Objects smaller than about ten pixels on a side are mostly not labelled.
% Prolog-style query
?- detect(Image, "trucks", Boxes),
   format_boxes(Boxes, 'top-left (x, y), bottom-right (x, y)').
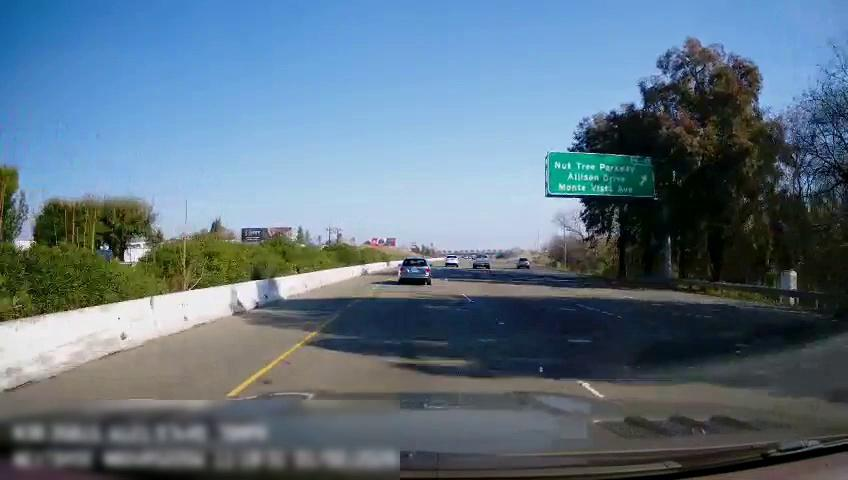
top-left (472, 254), bottom-right (489, 268)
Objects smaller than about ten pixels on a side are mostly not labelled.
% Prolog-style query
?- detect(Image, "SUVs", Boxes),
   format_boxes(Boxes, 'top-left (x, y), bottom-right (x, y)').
top-left (516, 257), bottom-right (530, 269)
top-left (444, 254), bottom-right (458, 267)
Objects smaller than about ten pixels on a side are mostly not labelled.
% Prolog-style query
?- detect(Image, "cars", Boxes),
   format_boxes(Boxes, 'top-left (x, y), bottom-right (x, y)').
top-left (398, 258), bottom-right (432, 285)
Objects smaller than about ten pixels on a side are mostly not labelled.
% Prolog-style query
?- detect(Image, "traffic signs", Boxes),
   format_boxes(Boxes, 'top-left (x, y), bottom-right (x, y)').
top-left (546, 151), bottom-right (656, 198)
